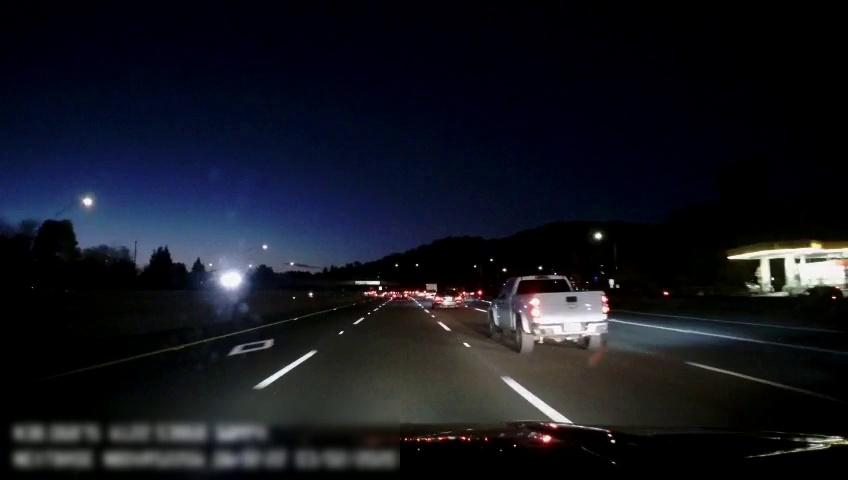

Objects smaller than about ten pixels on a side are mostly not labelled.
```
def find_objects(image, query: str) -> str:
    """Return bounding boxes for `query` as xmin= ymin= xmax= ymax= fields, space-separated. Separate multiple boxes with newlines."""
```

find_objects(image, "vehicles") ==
xmin=797 ymin=284 xmax=844 ymax=302
xmin=426 ymin=283 xmax=437 ymax=290
xmin=431 ymin=289 xmax=462 ymax=310
xmin=393 ymin=291 xmax=408 ymax=301
xmin=487 ymin=274 xmax=608 ymax=356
